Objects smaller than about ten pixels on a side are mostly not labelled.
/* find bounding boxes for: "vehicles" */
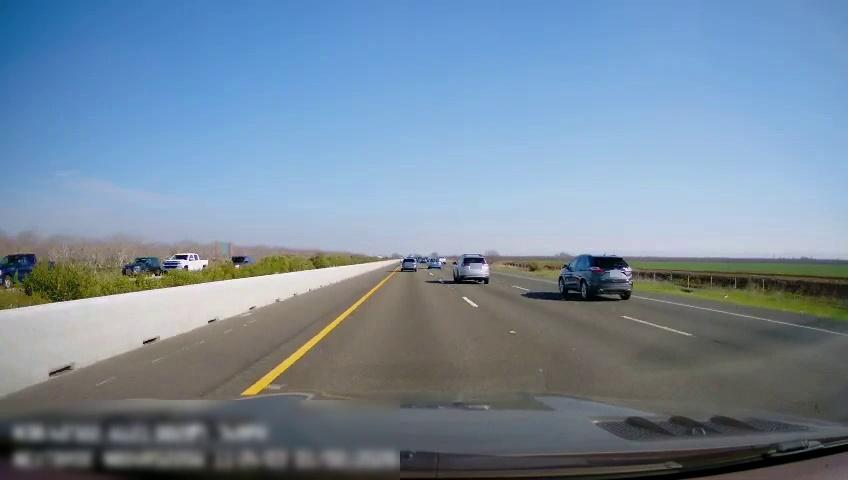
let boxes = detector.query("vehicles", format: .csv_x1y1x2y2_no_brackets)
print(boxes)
0,254,36,290
428,257,442,269
121,256,160,277
159,253,209,276
230,255,256,270
558,254,634,302
452,254,490,285
400,257,418,272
